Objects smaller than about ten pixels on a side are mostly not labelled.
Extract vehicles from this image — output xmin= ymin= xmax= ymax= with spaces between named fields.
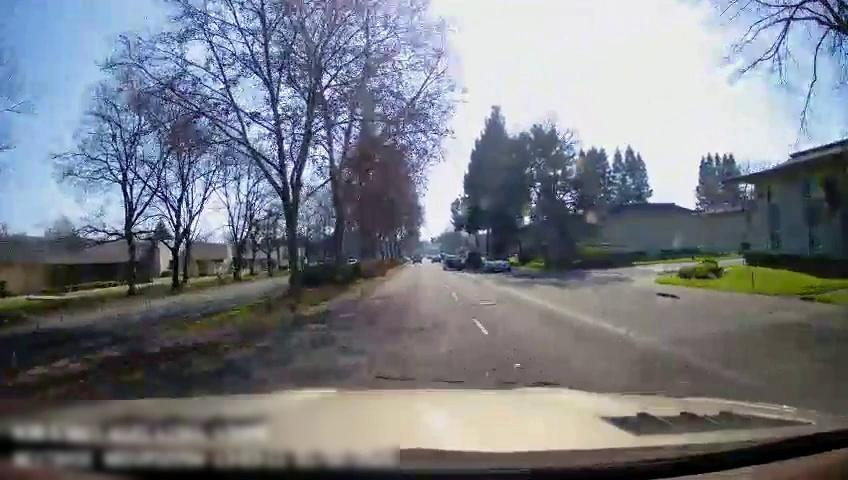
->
xmin=444 ymin=253 xmax=466 ymax=270
xmin=412 ymin=254 xmax=423 ymax=264
xmin=431 ymin=254 xmax=441 ymax=264
xmin=344 ymin=258 xmax=360 ymax=264
xmin=486 ymin=253 xmax=512 ymax=273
